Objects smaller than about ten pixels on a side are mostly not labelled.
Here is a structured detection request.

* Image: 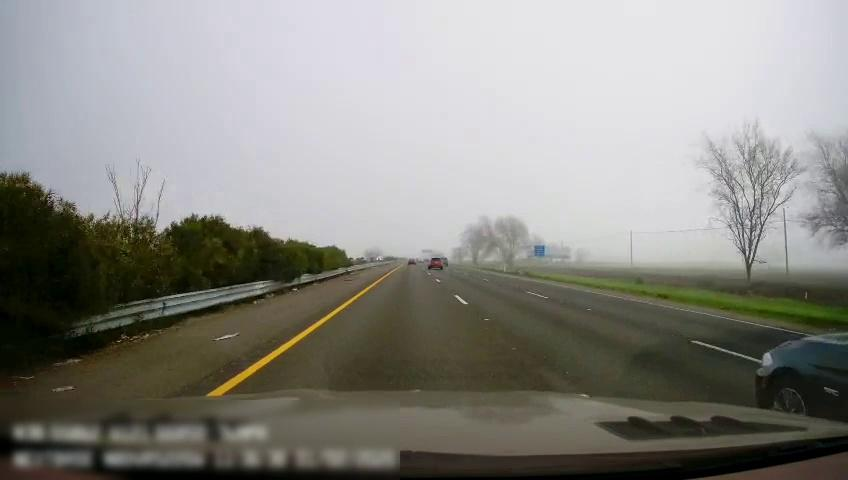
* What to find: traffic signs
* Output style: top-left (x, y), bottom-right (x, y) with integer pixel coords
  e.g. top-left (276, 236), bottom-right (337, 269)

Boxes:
top-left (534, 244), bottom-right (545, 256)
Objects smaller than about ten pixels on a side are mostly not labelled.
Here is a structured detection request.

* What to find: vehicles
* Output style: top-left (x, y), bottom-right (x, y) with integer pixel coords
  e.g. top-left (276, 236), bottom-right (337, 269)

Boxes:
top-left (752, 331), bottom-right (848, 420)
top-left (440, 257), bottom-right (448, 267)
top-left (427, 257), bottom-right (444, 271)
